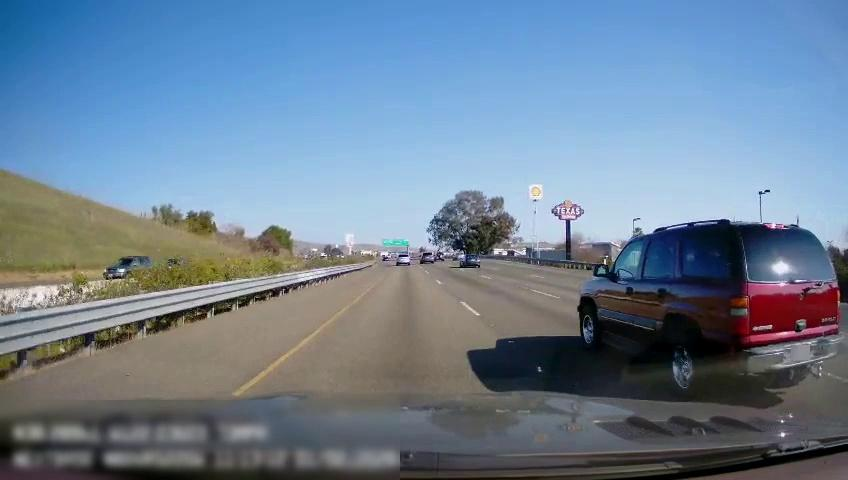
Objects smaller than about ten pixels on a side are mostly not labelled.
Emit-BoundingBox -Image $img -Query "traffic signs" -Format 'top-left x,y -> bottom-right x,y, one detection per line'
391,239 -> 408,247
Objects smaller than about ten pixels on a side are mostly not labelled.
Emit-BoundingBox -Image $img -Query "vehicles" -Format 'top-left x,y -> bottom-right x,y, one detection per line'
452,252 -> 464,261
395,251 -> 411,266
420,252 -> 435,264
434,252 -> 445,261
103,256 -> 152,280
459,254 -> 481,269
578,224 -> 841,396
